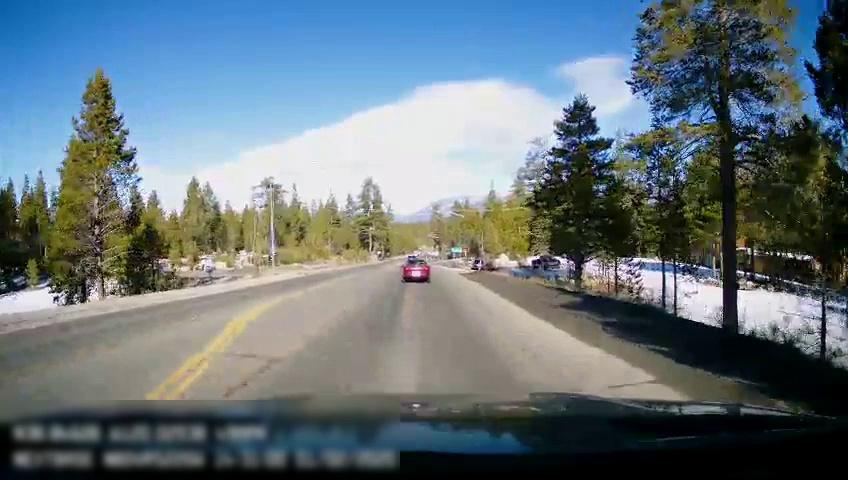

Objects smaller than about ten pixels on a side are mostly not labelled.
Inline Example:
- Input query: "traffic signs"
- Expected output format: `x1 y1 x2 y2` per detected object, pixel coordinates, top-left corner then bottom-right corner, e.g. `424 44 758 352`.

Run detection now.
451 247 463 253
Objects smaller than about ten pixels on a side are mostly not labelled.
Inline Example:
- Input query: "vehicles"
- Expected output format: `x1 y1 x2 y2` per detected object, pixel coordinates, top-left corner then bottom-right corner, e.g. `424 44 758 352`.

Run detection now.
402 260 431 281
471 258 488 272
531 254 560 268
406 255 417 261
